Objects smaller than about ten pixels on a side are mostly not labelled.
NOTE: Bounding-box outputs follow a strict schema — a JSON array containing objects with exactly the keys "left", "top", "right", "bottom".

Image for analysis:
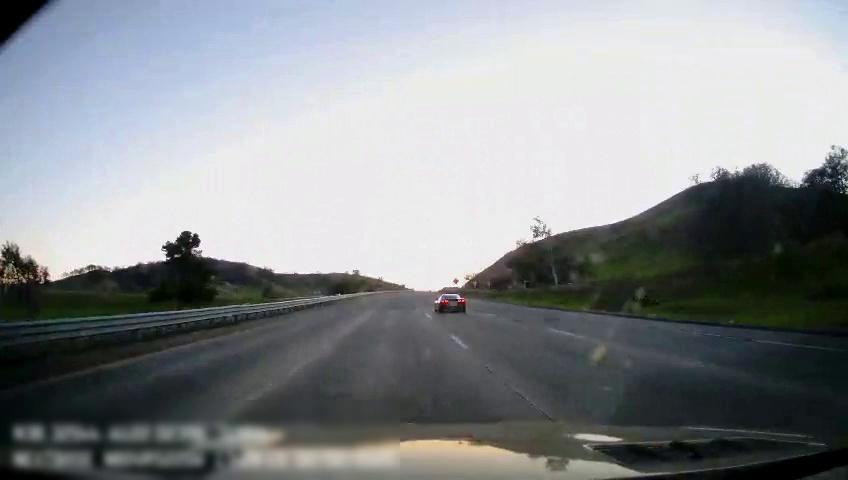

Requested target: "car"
[{"left": 434, "top": 293, "right": 466, "bottom": 314}]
